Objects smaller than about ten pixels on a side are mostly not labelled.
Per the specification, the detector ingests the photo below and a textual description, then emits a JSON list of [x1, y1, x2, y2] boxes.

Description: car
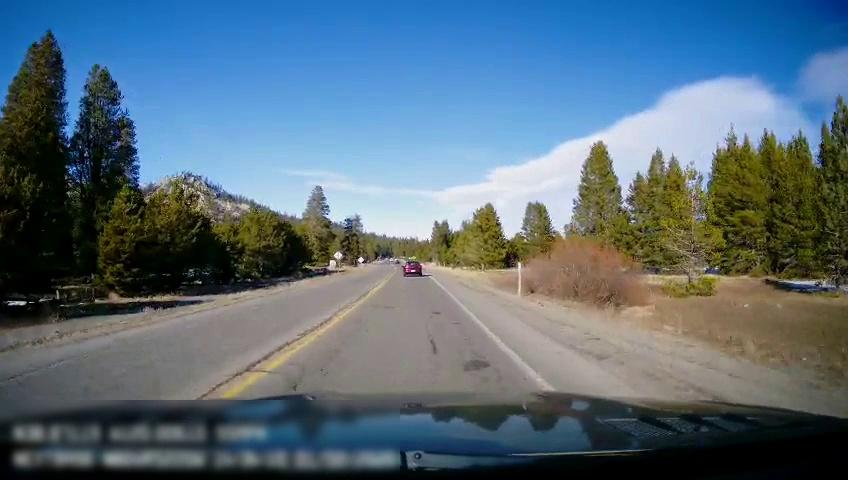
[[402, 260, 423, 278]]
